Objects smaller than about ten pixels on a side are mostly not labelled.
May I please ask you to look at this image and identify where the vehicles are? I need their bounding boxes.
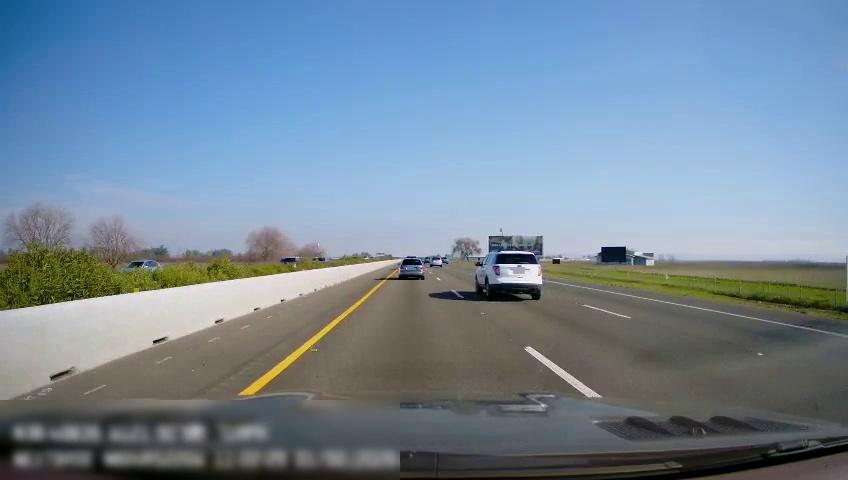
[279,256,299,265]
[473,251,544,302]
[398,258,426,281]
[429,256,443,267]
[117,259,162,272]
